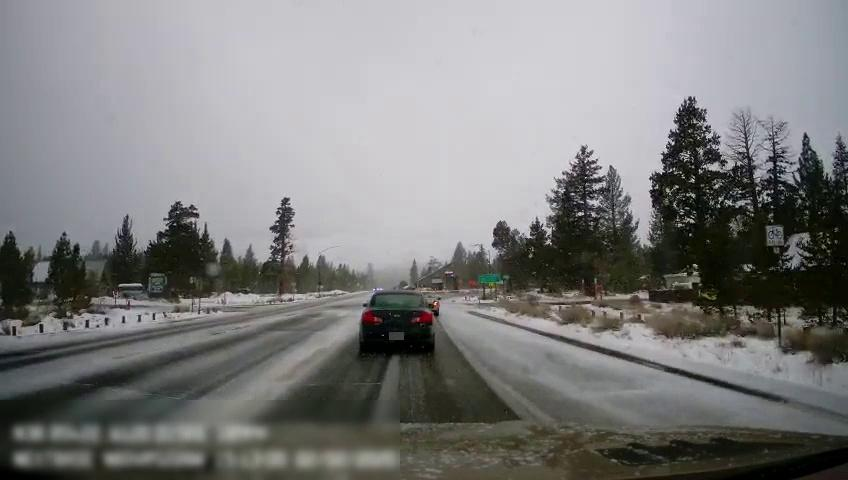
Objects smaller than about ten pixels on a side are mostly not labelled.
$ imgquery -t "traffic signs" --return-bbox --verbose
[479,274,500,284]
[765,226,785,246]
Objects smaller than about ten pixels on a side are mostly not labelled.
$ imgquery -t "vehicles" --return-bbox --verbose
[420,292,441,316]
[402,286,415,292]
[359,291,436,357]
